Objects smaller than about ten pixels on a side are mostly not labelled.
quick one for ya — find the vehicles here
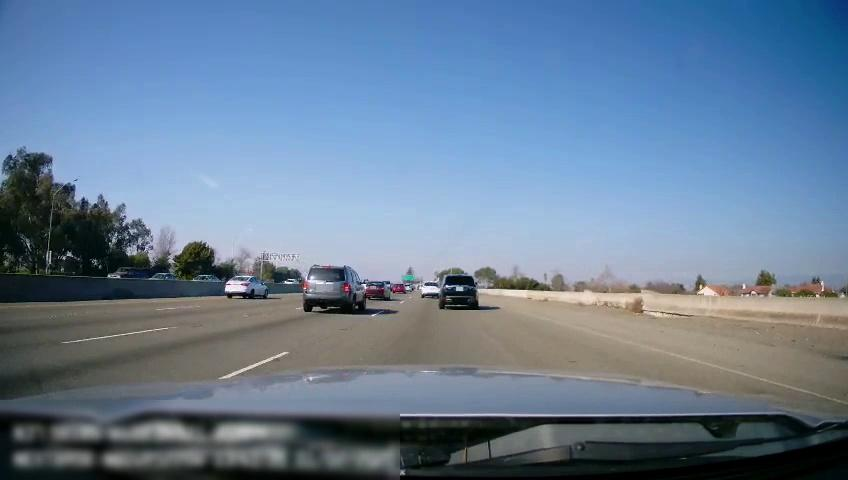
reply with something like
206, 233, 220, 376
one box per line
363, 280, 391, 301
377, 280, 392, 293
106, 266, 148, 280
421, 281, 441, 299
223, 275, 270, 299
391, 283, 406, 294
302, 263, 367, 314
438, 274, 479, 310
